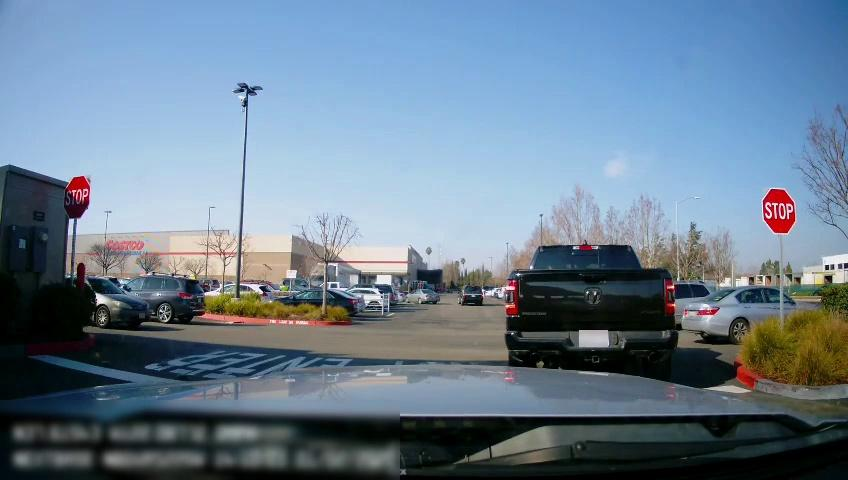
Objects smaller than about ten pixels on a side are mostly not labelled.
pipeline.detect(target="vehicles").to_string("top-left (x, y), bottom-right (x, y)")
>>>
top-left (344, 287), bottom-right (391, 316)
top-left (271, 286), bottom-right (361, 318)
top-left (204, 281), bottom-right (274, 299)
top-left (502, 243), bottom-right (680, 380)
top-left (406, 288), bottom-right (440, 306)
top-left (64, 272), bottom-right (146, 329)
top-left (678, 283), bottom-right (800, 345)
top-left (483, 288), bottom-right (497, 296)
top-left (307, 261), bottom-right (354, 289)
top-left (493, 287), bottom-right (505, 300)
top-left (674, 281), bottom-right (708, 330)
top-left (115, 274), bottom-right (209, 324)
top-left (458, 285), bottom-right (483, 307)
top-left (355, 284), bottom-right (401, 313)
top-left (320, 280), bottom-right (348, 291)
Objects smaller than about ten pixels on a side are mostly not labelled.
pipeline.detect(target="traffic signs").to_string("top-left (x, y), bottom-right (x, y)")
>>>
top-left (761, 185), bottom-right (796, 235)
top-left (59, 173), bottom-right (87, 220)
